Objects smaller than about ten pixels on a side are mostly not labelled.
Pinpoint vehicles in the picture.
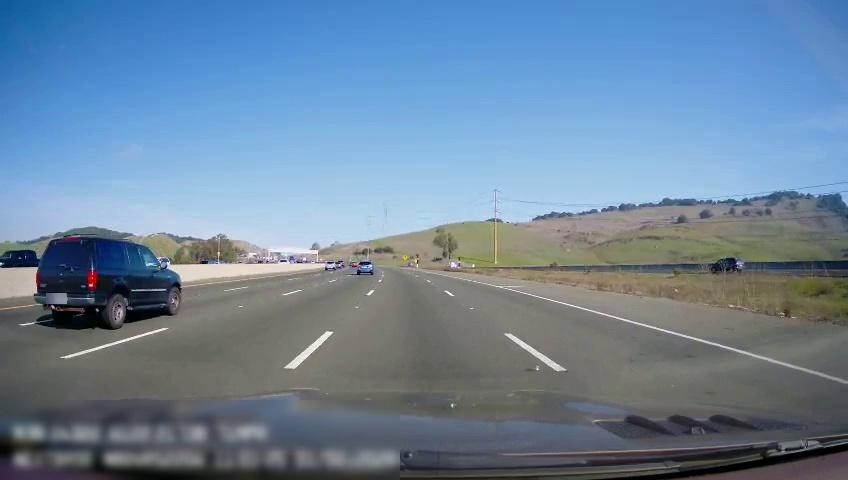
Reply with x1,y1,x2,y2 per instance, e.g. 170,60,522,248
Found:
33,234,183,330
156,256,171,265
445,261,458,268
0,250,38,268
199,260,219,265
356,261,374,275
710,256,744,274
324,260,337,271
278,258,291,264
